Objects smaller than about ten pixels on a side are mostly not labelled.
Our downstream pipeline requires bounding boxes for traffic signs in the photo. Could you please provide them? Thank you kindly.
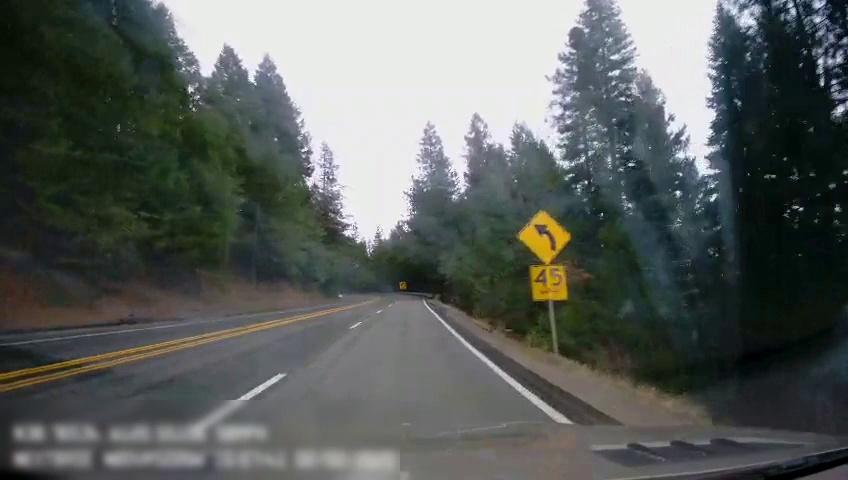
[515,210,572,265]
[528,265,568,301]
